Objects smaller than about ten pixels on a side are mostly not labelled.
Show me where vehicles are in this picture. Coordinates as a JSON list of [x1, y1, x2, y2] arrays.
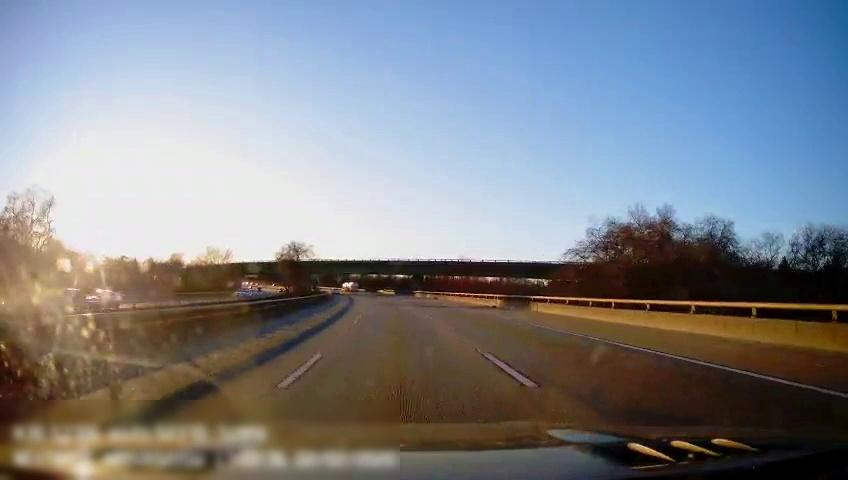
[[341, 282, 359, 293], [79, 289, 123, 312]]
